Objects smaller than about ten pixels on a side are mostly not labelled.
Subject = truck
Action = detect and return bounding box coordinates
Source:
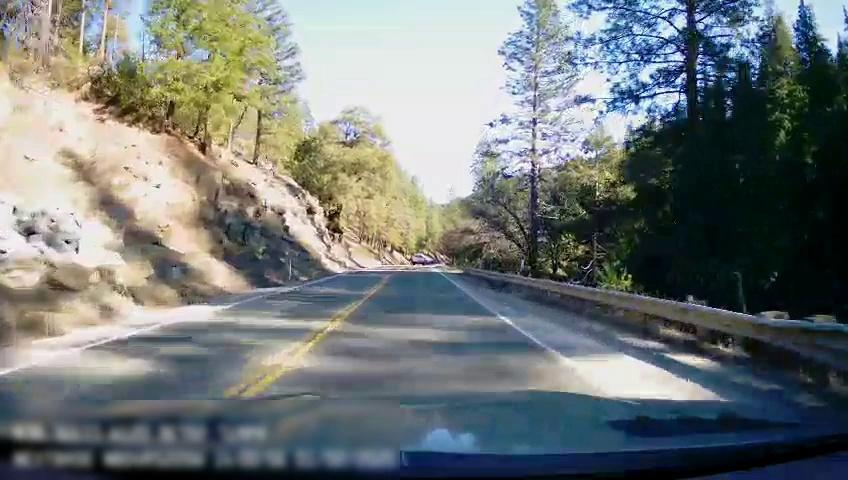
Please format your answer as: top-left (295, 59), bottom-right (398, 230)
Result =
top-left (412, 252), bottom-right (426, 265)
